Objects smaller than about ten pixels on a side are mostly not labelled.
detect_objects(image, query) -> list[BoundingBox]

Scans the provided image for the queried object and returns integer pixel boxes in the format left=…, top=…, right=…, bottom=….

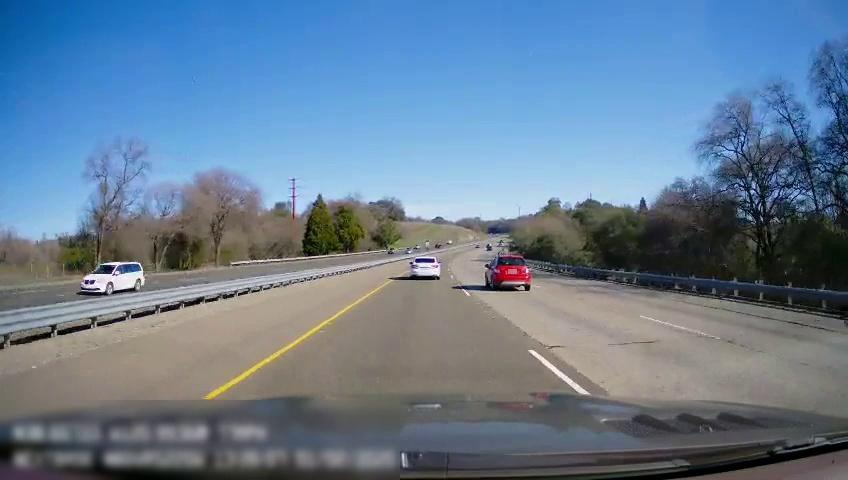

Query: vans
left=79, top=262, right=145, bottom=297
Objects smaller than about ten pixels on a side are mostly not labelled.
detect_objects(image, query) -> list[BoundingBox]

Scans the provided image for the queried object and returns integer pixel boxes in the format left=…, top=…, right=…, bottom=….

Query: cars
left=483, top=255, right=532, bottom=292
left=408, top=256, right=440, bottom=281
